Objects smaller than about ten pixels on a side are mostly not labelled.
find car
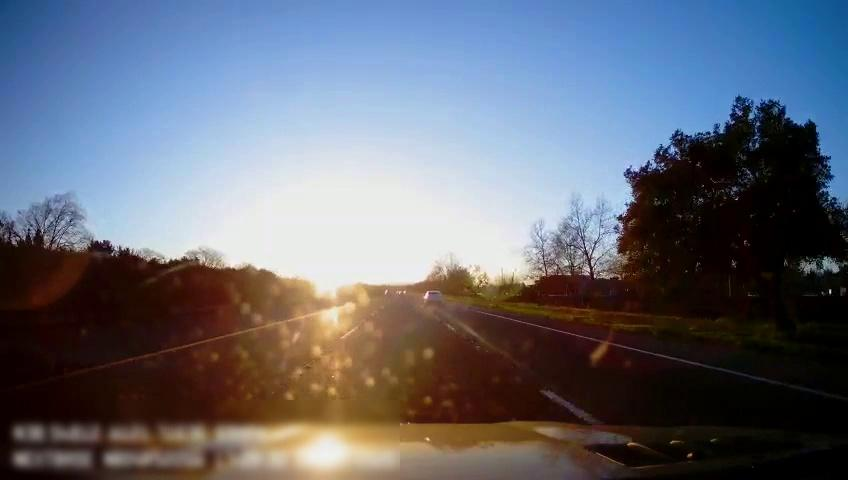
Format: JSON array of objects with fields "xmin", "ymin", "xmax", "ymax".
[{"xmin": 424, "ymin": 290, "xmax": 442, "ymax": 303}]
